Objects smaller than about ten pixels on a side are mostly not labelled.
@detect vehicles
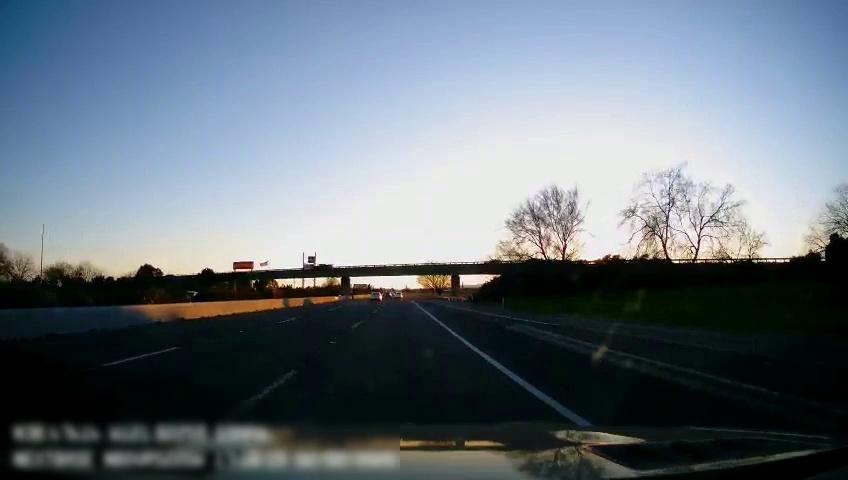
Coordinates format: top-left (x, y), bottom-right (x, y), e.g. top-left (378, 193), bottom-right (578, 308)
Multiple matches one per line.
top-left (185, 290), bottom-right (199, 298)
top-left (370, 292), bottom-right (383, 302)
